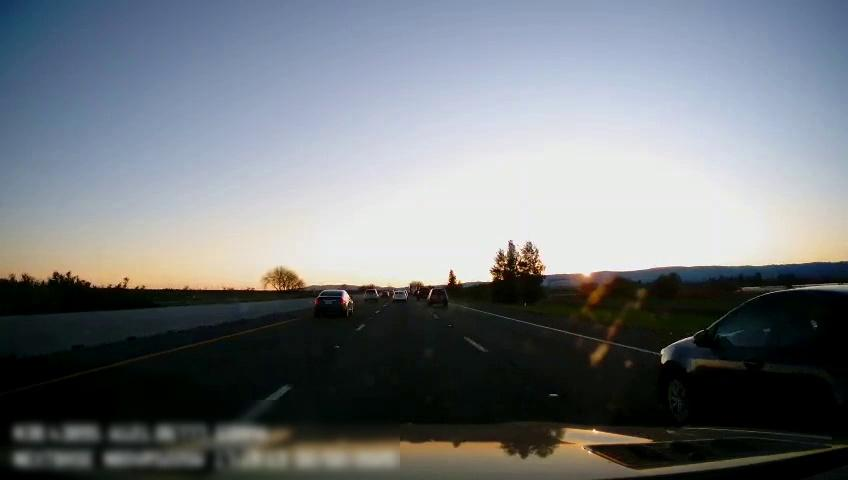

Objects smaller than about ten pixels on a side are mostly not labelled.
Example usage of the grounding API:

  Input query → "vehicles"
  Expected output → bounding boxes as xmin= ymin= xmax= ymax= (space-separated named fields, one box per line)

xmin=416 ymin=287 xmax=430 ymax=301
xmin=363 ymin=288 xmax=380 ymax=302
xmin=427 ymin=288 xmax=449 ymax=307
xmin=314 ymin=289 xmax=354 ymax=318
xmin=393 ymin=291 xmax=407 ymax=302
xmin=407 ymin=284 xmax=417 ymax=296
xmin=654 ymin=283 xmax=848 ymax=438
